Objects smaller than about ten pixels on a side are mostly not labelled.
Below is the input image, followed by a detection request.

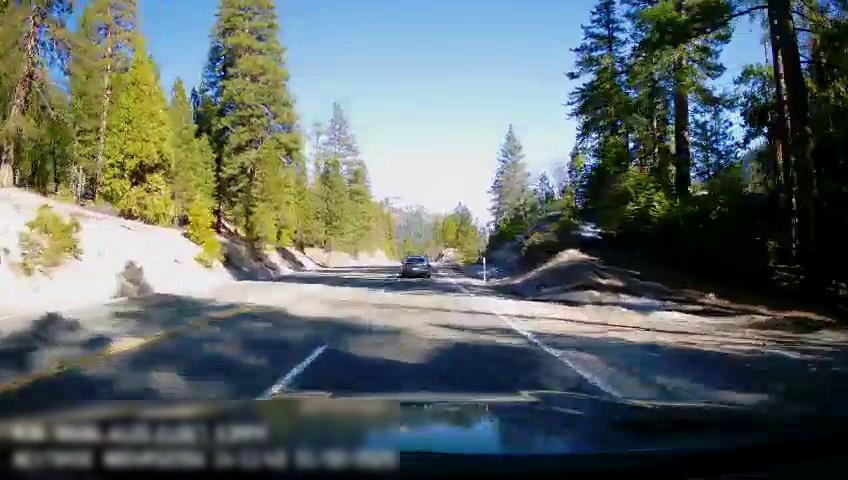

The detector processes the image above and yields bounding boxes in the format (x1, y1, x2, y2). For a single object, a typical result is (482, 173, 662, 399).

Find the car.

(402, 257, 431, 279)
